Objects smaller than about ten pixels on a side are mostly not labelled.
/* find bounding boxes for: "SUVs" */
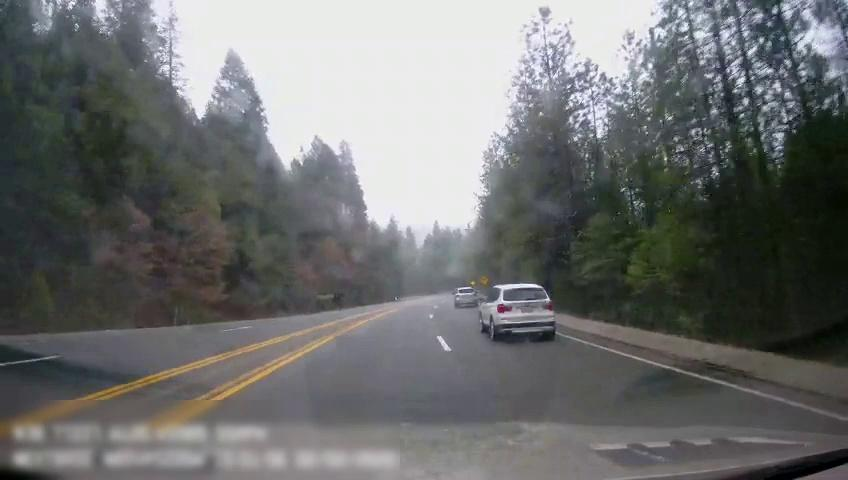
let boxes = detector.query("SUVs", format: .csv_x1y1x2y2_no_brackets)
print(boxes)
479,284,555,341
453,287,479,308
